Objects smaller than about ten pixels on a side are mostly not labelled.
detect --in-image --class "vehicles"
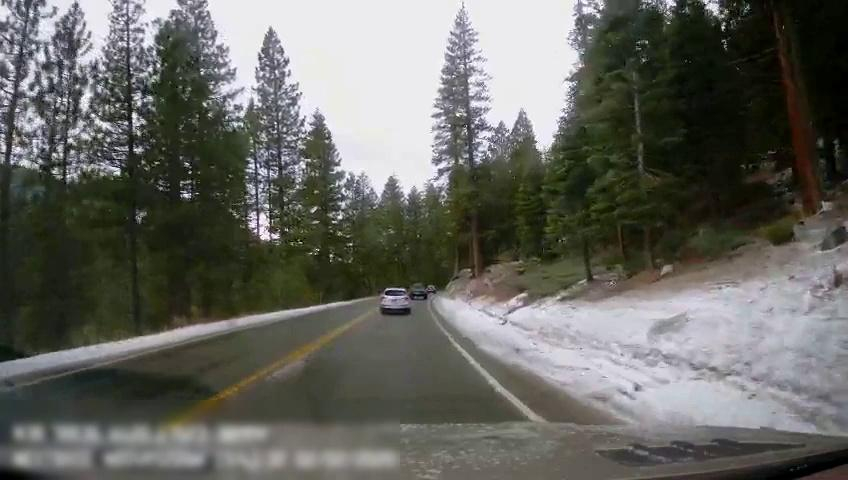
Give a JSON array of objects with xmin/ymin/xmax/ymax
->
[
  {"xmin": 380, "ymin": 288, "xmax": 409, "ymax": 314},
  {"xmin": 409, "ymin": 284, "xmax": 427, "ymax": 300},
  {"xmin": 426, "ymin": 284, "xmax": 437, "ymax": 294}
]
